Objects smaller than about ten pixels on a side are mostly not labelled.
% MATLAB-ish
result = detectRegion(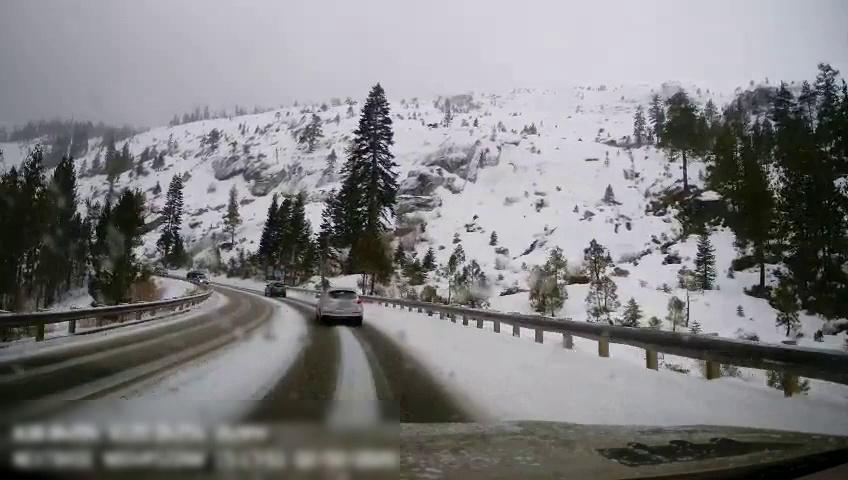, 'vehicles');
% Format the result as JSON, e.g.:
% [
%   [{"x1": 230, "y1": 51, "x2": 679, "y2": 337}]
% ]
[
  {"x1": 264, "y1": 282, "x2": 286, "y2": 298},
  {"x1": 186, "y1": 269, "x2": 204, "y2": 279},
  {"x1": 192, "y1": 274, "x2": 210, "y2": 285},
  {"x1": 314, "y1": 288, "x2": 363, "y2": 326}
]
